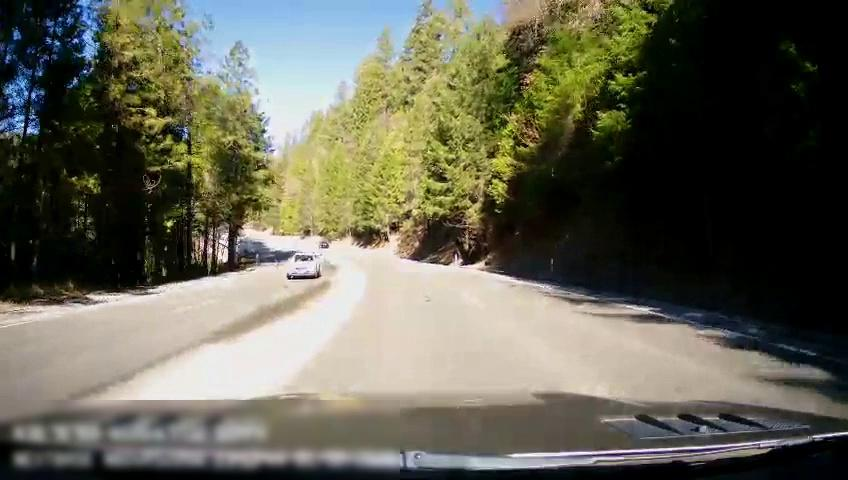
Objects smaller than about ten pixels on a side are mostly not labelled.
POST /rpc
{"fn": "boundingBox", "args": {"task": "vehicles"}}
[317,238,330,249]
[285,252,321,281]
